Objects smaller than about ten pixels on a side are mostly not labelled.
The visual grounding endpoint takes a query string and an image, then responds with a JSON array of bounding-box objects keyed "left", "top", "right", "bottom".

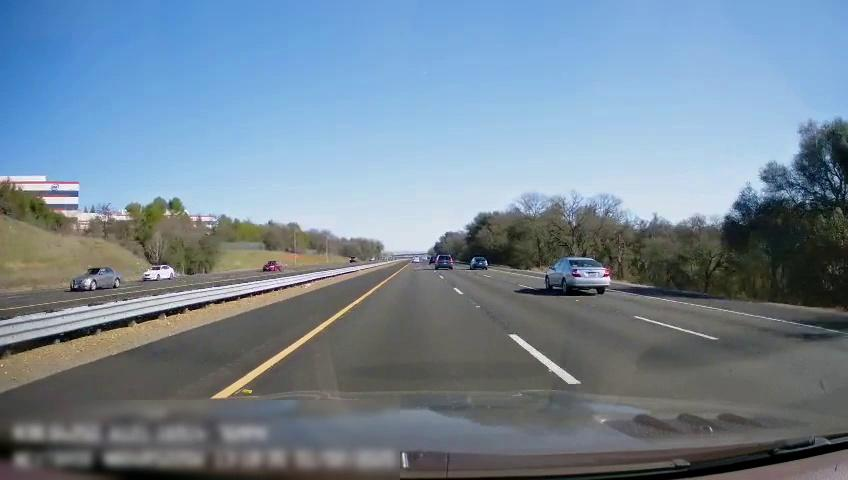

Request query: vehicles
[
  {"left": 262, "top": 260, "right": 284, "bottom": 273},
  {"left": 435, "top": 255, "right": 453, "bottom": 270},
  {"left": 470, "top": 256, "right": 488, "bottom": 270},
  {"left": 142, "top": 264, "right": 176, "bottom": 281},
  {"left": 349, "top": 255, "right": 361, "bottom": 264},
  {"left": 70, "top": 267, "right": 122, "bottom": 291},
  {"left": 544, "top": 257, "right": 611, "bottom": 296}
]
